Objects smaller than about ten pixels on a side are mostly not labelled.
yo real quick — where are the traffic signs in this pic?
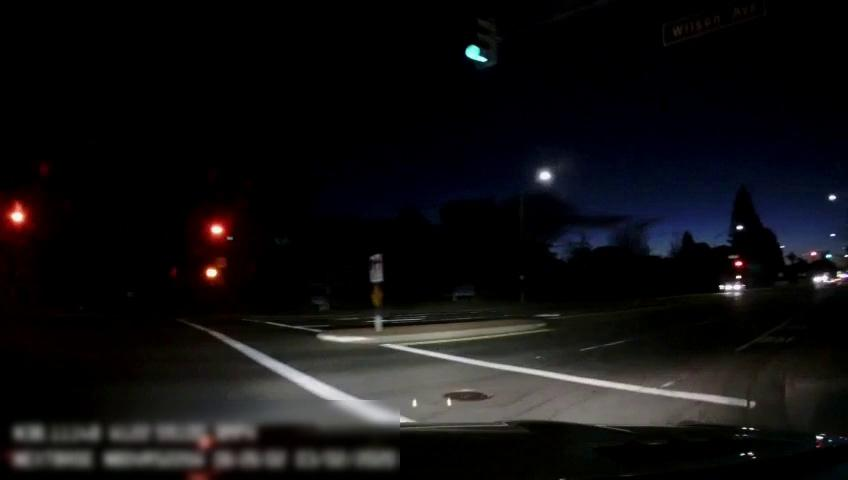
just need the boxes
[369,253,383,284]
[660,0,773,51]
[727,255,739,259]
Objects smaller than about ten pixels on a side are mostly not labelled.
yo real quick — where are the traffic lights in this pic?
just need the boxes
[463,17,501,70]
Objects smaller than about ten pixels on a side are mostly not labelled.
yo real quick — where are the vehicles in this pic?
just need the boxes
[723,280,745,292]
